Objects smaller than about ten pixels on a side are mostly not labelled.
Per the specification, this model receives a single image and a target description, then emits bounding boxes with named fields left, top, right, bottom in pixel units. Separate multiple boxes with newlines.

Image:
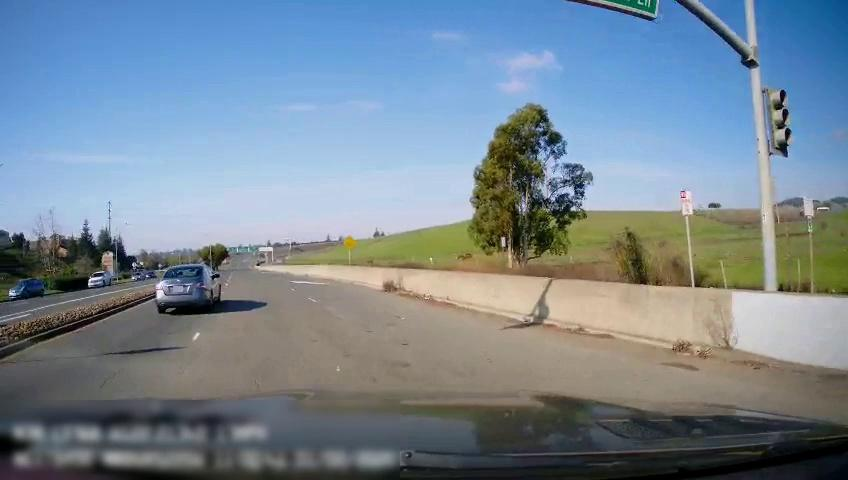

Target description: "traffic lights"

left=763, top=85, right=795, bottom=159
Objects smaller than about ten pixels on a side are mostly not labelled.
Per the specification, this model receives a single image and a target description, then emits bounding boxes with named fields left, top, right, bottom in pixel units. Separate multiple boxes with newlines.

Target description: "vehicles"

left=86, top=270, right=113, bottom=289
left=143, top=271, right=157, bottom=280
left=155, top=263, right=223, bottom=314
left=7, top=278, right=45, bottom=299
left=130, top=271, right=147, bottom=281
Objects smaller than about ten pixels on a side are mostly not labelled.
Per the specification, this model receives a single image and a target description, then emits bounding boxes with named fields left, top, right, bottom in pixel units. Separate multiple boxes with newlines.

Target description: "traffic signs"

left=226, top=247, right=238, bottom=254
left=569, top=0, right=660, bottom=22
left=679, top=189, right=694, bottom=217
left=238, top=246, right=249, bottom=254
left=343, top=236, right=357, bottom=251
left=801, top=196, right=815, bottom=218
